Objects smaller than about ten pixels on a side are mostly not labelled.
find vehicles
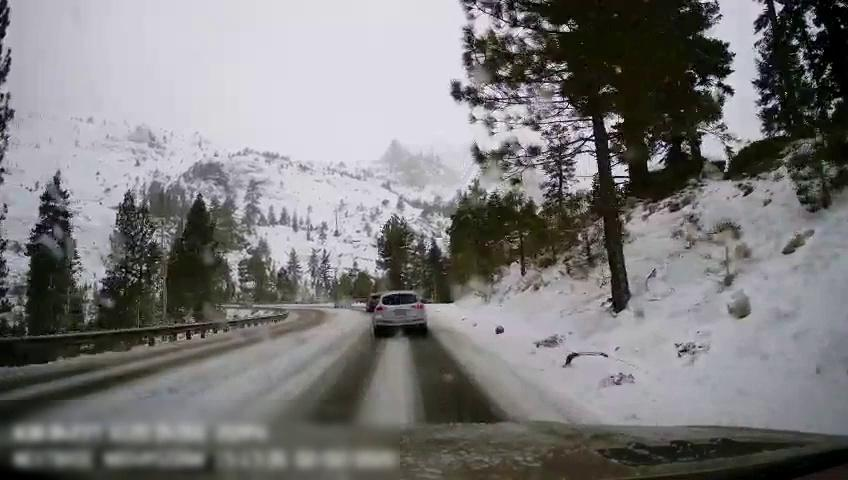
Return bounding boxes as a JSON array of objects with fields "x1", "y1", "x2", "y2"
[
  {"x1": 334, "y1": 296, "x2": 351, "y2": 309},
  {"x1": 366, "y1": 293, "x2": 382, "y2": 312},
  {"x1": 373, "y1": 289, "x2": 428, "y2": 337}
]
